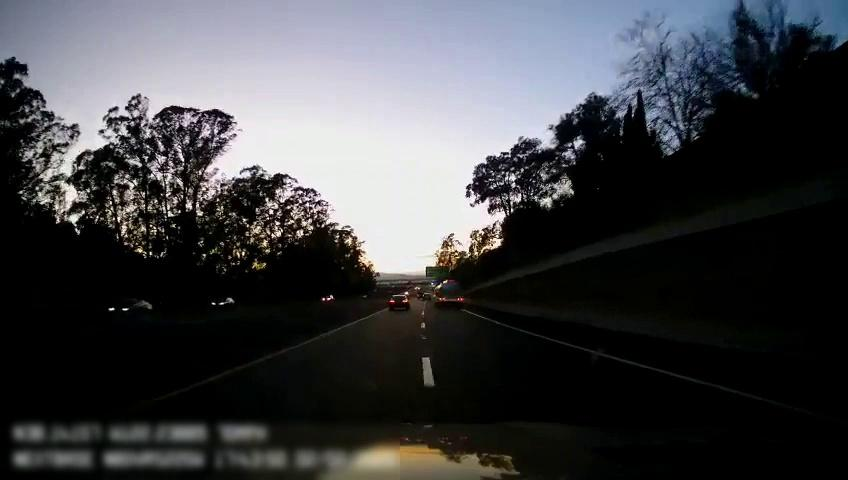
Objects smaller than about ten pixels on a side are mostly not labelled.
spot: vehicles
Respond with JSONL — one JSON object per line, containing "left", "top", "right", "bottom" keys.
{"left": 107, "top": 297, "right": 154, "bottom": 313}
{"left": 387, "top": 293, "right": 412, "bottom": 311}
{"left": 211, "top": 296, "right": 236, "bottom": 307}
{"left": 320, "top": 292, "right": 334, "bottom": 302}
{"left": 422, "top": 292, "right": 433, "bottom": 301}
{"left": 434, "top": 280, "right": 465, "bottom": 304}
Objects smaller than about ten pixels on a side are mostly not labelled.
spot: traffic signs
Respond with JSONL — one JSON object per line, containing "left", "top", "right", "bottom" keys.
{"left": 424, "top": 265, "right": 449, "bottom": 279}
